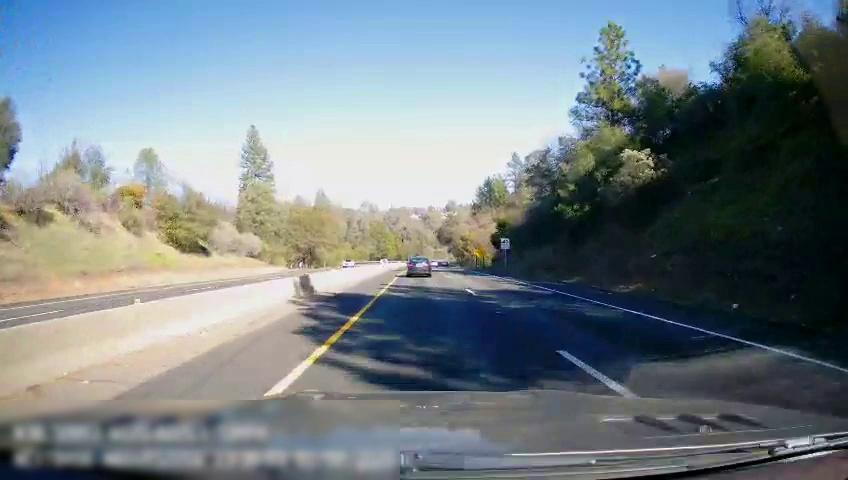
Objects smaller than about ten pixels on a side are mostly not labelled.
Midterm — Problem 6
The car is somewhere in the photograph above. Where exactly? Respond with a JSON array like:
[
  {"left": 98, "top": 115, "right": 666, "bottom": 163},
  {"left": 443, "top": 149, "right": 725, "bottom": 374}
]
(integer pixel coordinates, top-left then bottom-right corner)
[{"left": 406, "top": 256, "right": 432, "bottom": 279}]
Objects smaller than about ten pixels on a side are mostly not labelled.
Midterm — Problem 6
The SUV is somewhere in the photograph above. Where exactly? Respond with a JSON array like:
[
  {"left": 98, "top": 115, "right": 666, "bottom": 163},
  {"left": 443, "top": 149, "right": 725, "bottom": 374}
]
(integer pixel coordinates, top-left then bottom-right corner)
[{"left": 341, "top": 259, "right": 355, "bottom": 269}]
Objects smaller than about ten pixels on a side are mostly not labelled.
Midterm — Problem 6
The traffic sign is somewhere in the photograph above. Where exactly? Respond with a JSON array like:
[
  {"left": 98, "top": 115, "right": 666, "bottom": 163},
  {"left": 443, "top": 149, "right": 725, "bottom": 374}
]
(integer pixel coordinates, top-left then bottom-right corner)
[{"left": 471, "top": 248, "right": 482, "bottom": 260}]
